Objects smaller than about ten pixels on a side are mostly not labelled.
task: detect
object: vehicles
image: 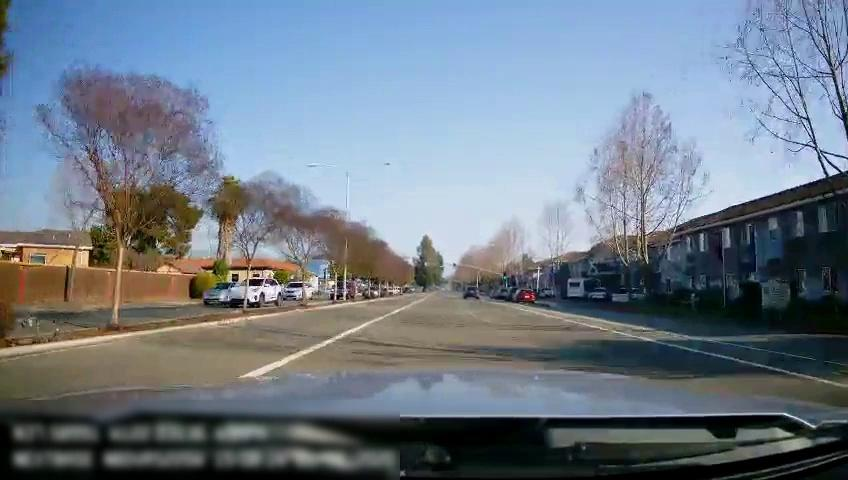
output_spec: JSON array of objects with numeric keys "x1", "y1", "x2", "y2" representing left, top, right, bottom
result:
[
  {"x1": 610, "y1": 288, "x2": 632, "y2": 306},
  {"x1": 329, "y1": 279, "x2": 356, "y2": 301},
  {"x1": 495, "y1": 287, "x2": 507, "y2": 300},
  {"x1": 464, "y1": 285, "x2": 480, "y2": 300},
  {"x1": 566, "y1": 277, "x2": 592, "y2": 300},
  {"x1": 591, "y1": 287, "x2": 608, "y2": 301},
  {"x1": 503, "y1": 286, "x2": 517, "y2": 302},
  {"x1": 202, "y1": 281, "x2": 235, "y2": 305},
  {"x1": 230, "y1": 277, "x2": 284, "y2": 308},
  {"x1": 283, "y1": 281, "x2": 313, "y2": 301},
  {"x1": 512, "y1": 288, "x2": 536, "y2": 304}
]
